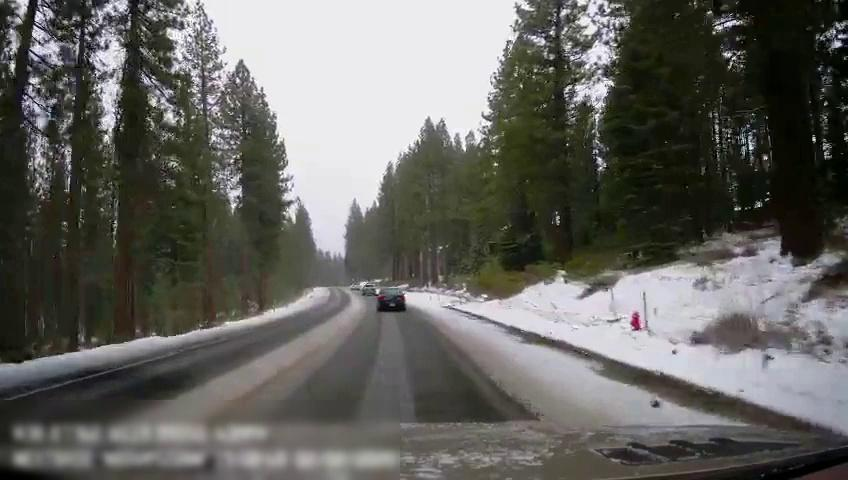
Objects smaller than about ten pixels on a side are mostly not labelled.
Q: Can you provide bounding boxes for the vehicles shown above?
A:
[376,286,406,313]
[361,284,376,297]
[349,281,361,291]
